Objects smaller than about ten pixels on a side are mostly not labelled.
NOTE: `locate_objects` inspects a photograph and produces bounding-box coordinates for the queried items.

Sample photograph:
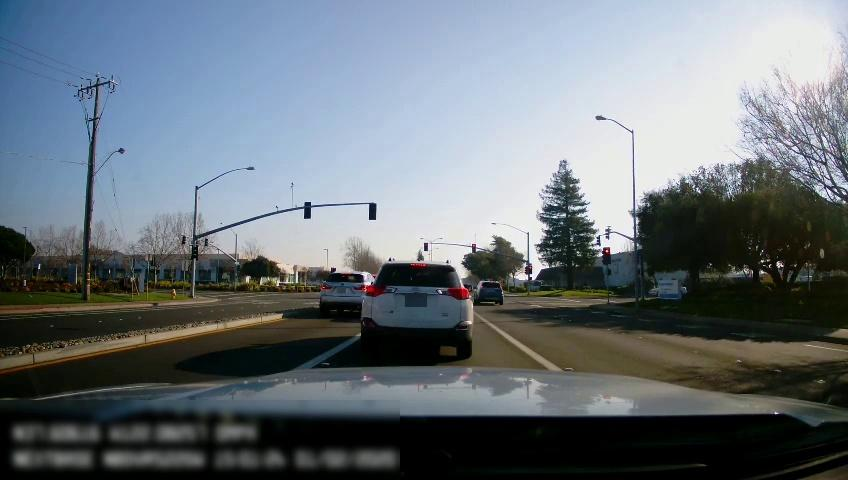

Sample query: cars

[647,284,686,298]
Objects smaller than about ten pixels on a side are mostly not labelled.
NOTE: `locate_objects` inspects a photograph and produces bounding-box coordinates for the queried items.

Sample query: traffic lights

[368,201,377,221]
[604,226,611,241]
[193,245,199,261]
[471,242,477,254]
[303,201,312,220]
[595,234,602,248]
[602,246,612,265]
[527,264,534,275]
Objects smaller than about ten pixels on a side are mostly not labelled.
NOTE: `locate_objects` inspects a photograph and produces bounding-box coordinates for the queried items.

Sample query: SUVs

[319,271,375,314]
[472,280,504,305]
[360,256,474,359]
